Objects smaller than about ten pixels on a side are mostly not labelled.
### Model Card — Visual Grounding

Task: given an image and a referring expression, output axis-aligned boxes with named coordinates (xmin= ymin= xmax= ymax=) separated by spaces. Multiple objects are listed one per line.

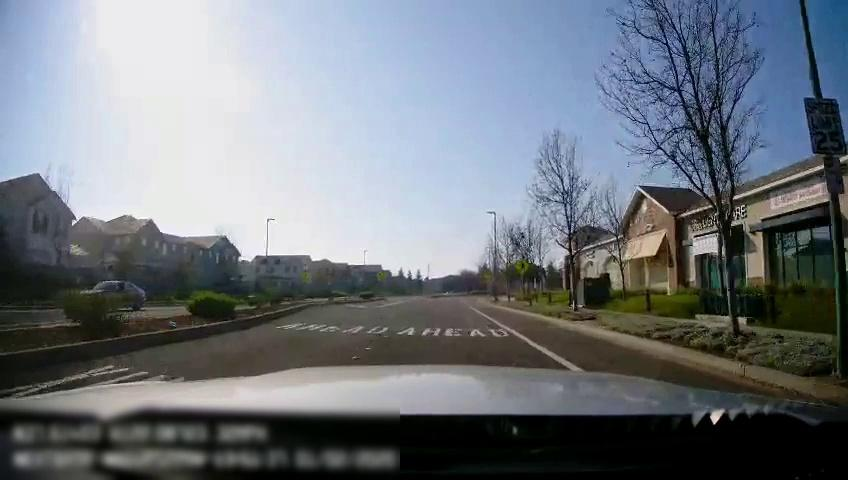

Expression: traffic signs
xmin=806 ymin=95 xmax=848 ymax=158
xmin=514 ymin=257 xmax=528 ymax=277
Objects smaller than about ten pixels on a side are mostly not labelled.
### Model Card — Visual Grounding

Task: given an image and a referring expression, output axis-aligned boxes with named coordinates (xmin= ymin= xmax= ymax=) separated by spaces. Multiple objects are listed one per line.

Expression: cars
xmin=77 ymin=280 xmax=145 ymax=312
